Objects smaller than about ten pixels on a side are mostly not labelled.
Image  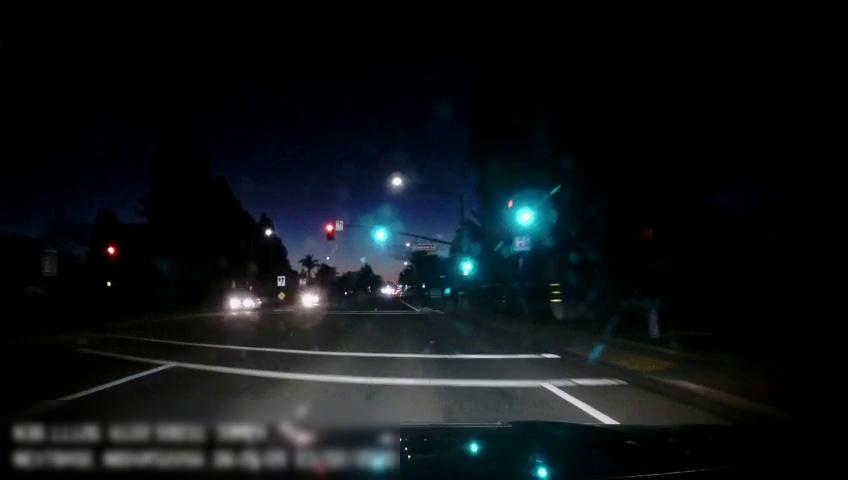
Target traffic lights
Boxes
[325,222,337,241]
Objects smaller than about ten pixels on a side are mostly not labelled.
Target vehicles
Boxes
[300,294,318,309]
[229,295,263,310]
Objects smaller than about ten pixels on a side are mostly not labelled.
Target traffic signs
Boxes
[413,243,436,252]
[276,275,286,288]
[277,290,286,301]
[335,220,344,231]
[41,250,59,278]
